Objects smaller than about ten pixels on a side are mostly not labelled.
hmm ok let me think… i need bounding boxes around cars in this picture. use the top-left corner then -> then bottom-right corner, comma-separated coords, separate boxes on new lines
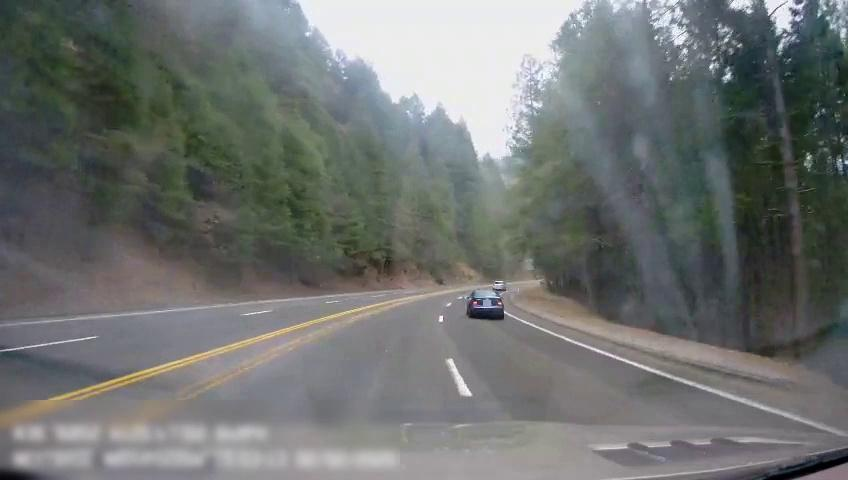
493,280 -> 507,291
466,289 -> 505,320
